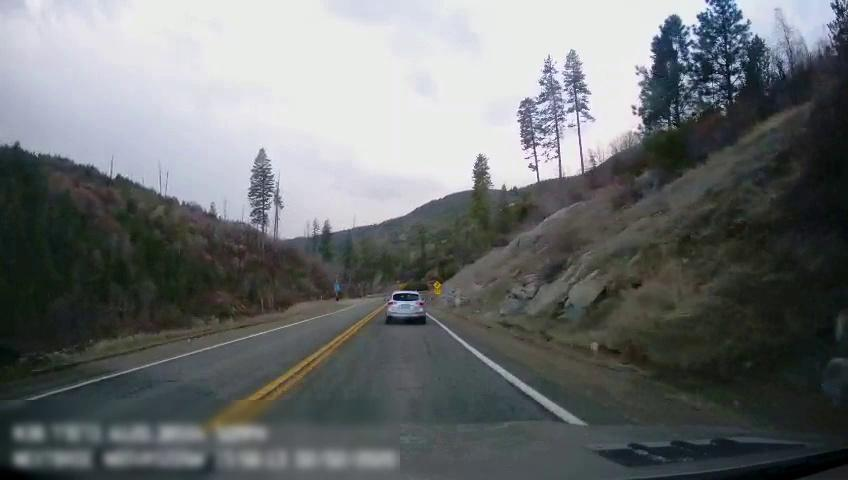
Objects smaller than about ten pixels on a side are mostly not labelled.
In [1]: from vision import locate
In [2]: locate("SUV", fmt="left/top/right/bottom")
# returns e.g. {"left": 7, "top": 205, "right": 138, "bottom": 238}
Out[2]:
{"left": 385, "top": 290, "right": 426, "bottom": 325}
